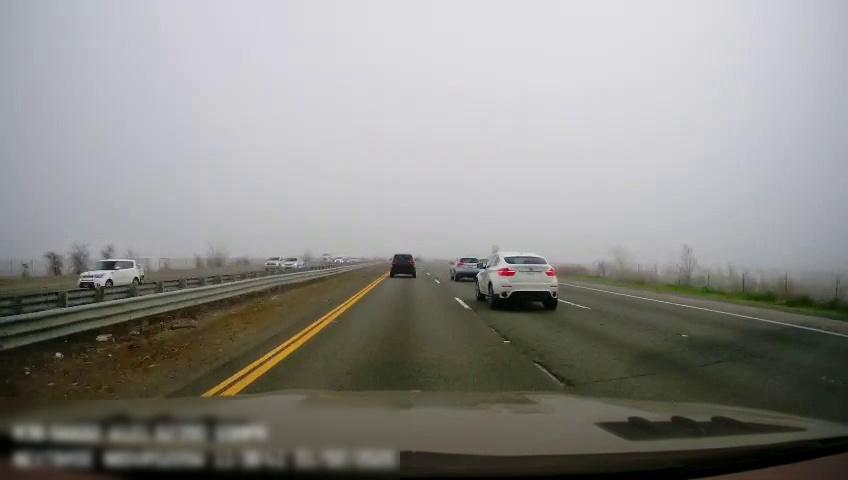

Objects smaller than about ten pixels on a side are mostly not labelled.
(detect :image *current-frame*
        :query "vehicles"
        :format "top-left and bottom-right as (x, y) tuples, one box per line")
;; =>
(449, 256), (483, 283)
(263, 256), (287, 272)
(319, 253), (335, 263)
(475, 257), (491, 268)
(333, 256), (346, 264)
(77, 259), (141, 289)
(280, 256), (306, 271)
(134, 264), (146, 285)
(388, 253), (419, 278)
(474, 251), (560, 311)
